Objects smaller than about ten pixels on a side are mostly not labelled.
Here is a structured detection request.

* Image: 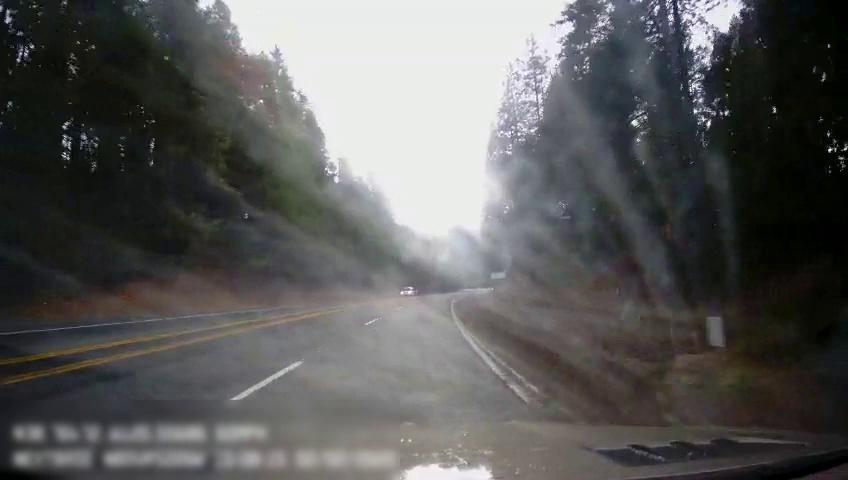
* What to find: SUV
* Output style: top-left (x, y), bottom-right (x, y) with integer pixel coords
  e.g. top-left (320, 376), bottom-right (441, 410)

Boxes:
top-left (399, 286), bottom-right (418, 296)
